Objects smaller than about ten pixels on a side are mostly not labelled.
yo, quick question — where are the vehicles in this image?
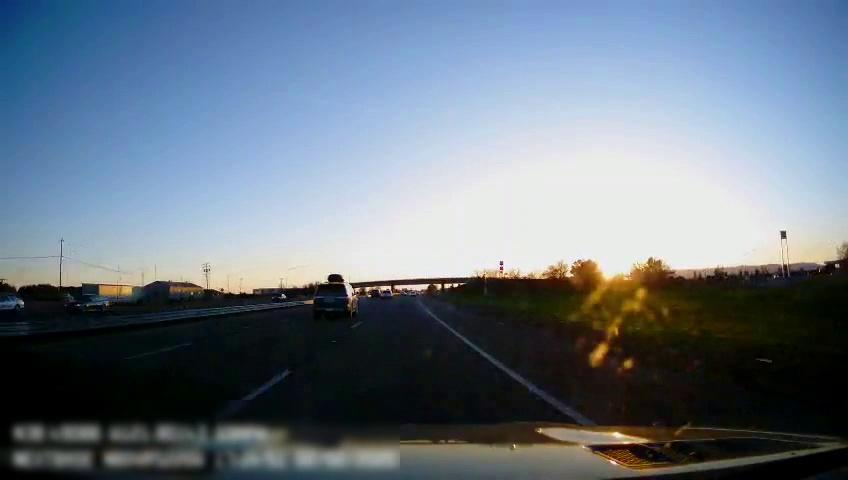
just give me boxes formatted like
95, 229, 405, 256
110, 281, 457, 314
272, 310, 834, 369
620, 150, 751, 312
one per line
370, 288, 381, 298
65, 294, 110, 315
0, 295, 24, 314
382, 289, 393, 299
311, 272, 359, 320
272, 293, 287, 303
